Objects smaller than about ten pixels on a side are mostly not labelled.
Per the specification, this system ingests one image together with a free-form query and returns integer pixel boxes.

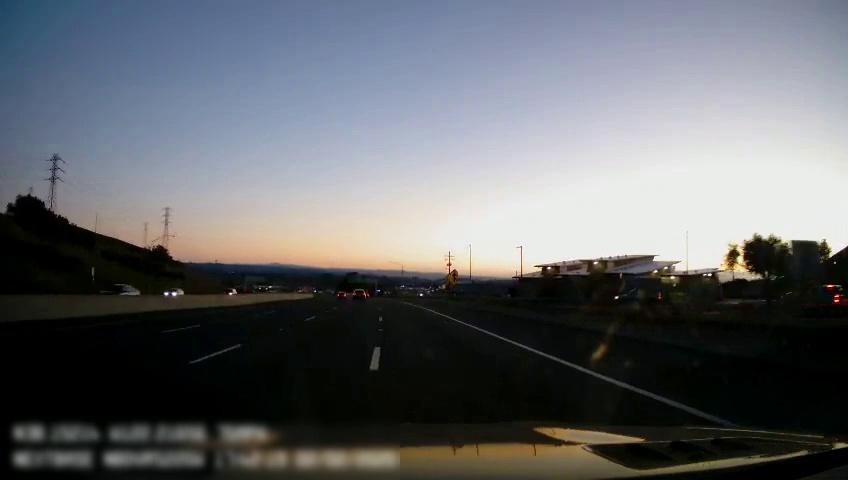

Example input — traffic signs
[447,268,460,286]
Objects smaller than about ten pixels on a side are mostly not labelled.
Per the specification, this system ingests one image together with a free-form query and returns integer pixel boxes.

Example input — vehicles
[779,283,848,316]
[614,285,665,307]
[223,288,238,295]
[352,289,367,301]
[163,287,184,296]
[98,282,141,297]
